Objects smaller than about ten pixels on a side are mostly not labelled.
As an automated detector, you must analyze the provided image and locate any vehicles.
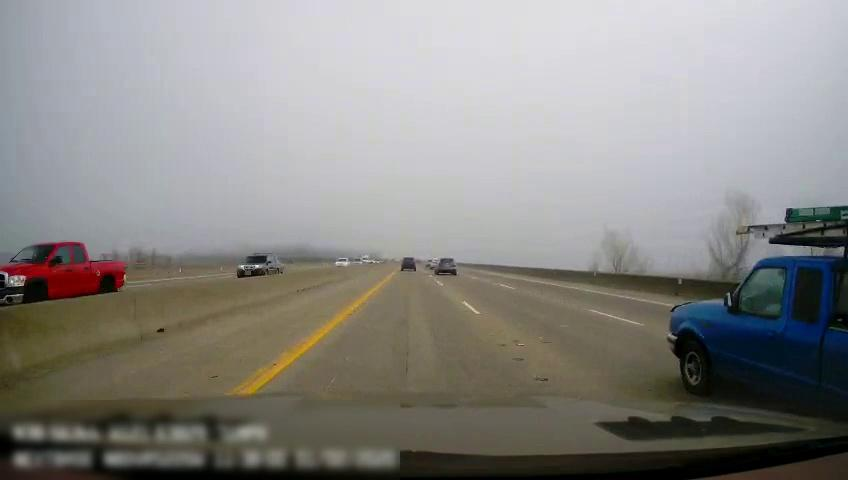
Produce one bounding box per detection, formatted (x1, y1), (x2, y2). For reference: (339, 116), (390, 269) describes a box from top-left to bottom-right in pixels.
(334, 257), (351, 268)
(430, 258), (443, 270)
(236, 253), (285, 278)
(663, 203), (848, 414)
(433, 256), (458, 276)
(400, 257), (417, 271)
(0, 240), (128, 308)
